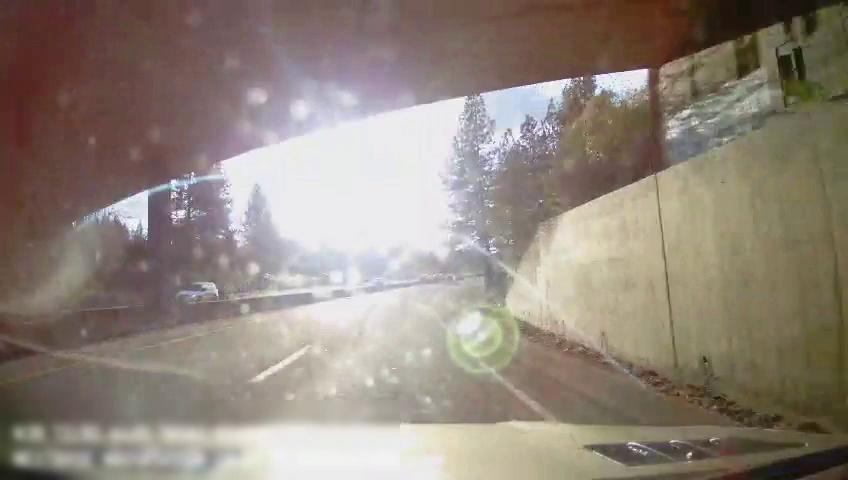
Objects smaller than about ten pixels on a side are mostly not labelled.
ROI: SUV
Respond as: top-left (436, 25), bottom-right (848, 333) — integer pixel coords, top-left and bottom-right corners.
top-left (175, 280), bottom-right (220, 304)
